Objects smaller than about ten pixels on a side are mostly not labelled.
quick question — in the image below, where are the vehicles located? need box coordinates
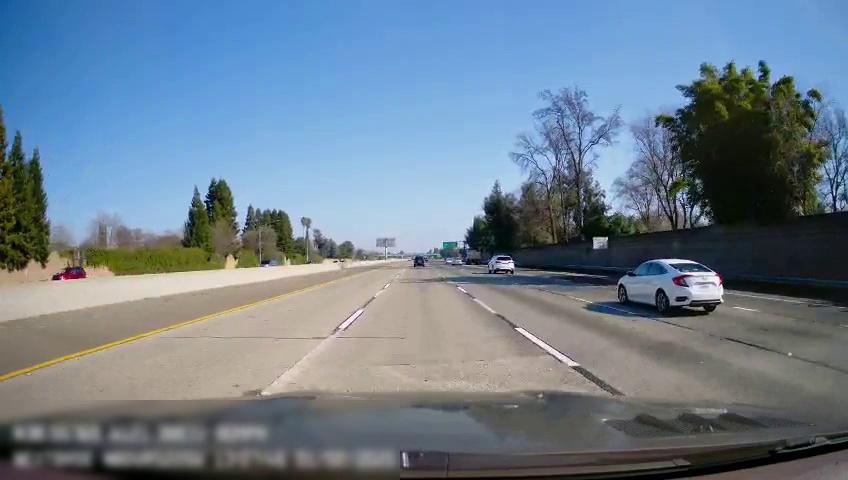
[51,268,87,280]
[488,255,515,275]
[615,257,722,316]
[257,258,280,267]
[414,255,426,267]
[465,249,480,265]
